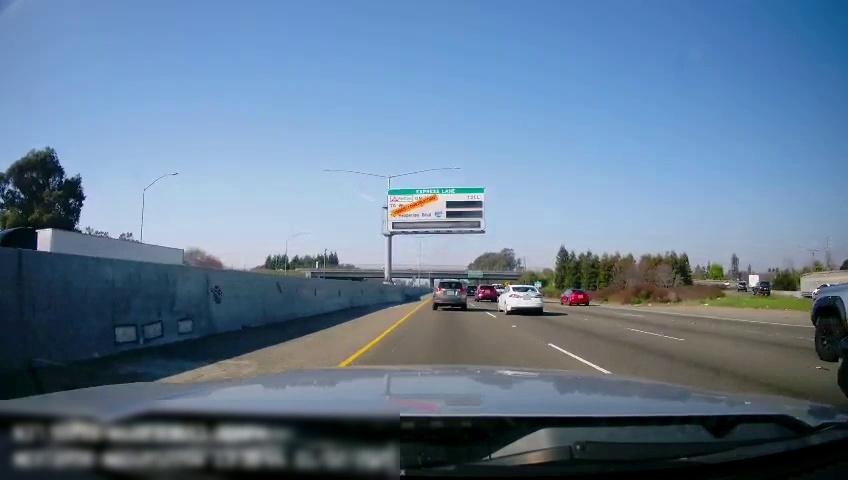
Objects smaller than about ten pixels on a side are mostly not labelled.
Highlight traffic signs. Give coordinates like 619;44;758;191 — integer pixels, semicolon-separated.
467;269;484;280
386;186;486;229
